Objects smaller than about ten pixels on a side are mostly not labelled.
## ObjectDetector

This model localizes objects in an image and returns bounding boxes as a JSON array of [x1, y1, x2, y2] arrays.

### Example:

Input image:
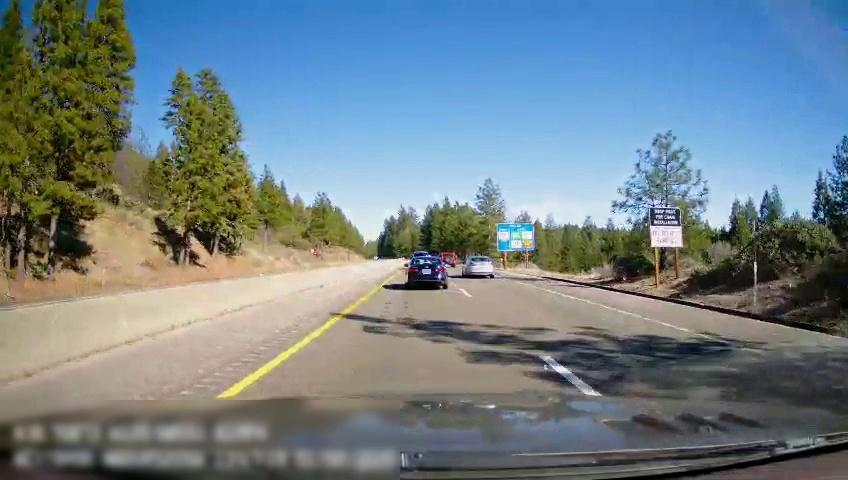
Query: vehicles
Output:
[[441, 253, 457, 267], [460, 255, 494, 279], [410, 251, 432, 261], [404, 256, 449, 290]]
